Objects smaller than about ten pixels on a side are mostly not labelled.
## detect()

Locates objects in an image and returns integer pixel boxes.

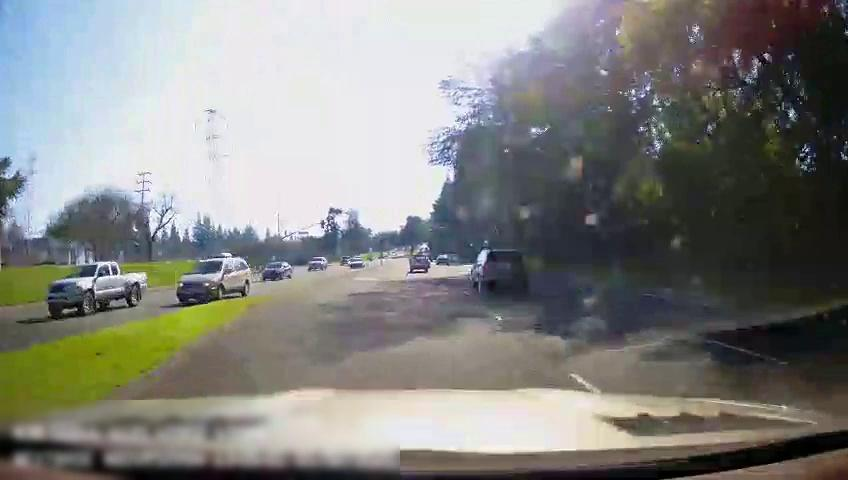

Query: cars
[349,256,364,269]
[262,261,294,281]
[435,254,449,266]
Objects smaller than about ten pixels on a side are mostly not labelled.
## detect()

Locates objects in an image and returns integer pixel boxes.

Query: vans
[175,256,253,306]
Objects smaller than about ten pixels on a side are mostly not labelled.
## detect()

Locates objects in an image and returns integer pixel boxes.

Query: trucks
[45,261,150,319]
[408,253,429,273]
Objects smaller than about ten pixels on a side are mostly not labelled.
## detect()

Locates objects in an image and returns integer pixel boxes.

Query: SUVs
[308,256,329,271]
[470,248,528,292]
